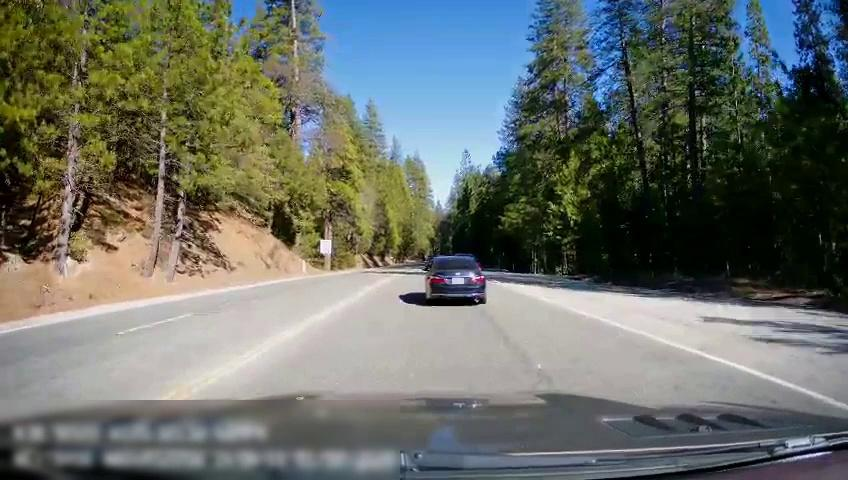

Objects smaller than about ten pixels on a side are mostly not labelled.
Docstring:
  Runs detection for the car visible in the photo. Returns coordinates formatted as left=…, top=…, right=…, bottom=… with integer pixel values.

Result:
left=422, top=255, right=487, bottom=305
